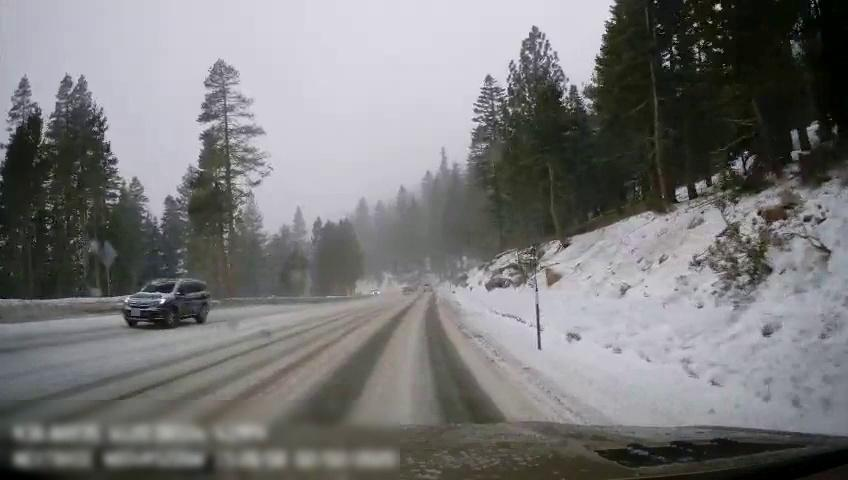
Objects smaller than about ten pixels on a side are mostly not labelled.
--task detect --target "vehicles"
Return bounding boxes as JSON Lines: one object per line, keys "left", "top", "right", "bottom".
{"left": 400, "top": 286, "right": 414, "bottom": 296}
{"left": 121, "top": 277, "right": 212, "bottom": 328}
{"left": 422, "top": 283, "right": 434, "bottom": 293}
{"left": 369, "top": 288, "right": 382, "bottom": 297}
